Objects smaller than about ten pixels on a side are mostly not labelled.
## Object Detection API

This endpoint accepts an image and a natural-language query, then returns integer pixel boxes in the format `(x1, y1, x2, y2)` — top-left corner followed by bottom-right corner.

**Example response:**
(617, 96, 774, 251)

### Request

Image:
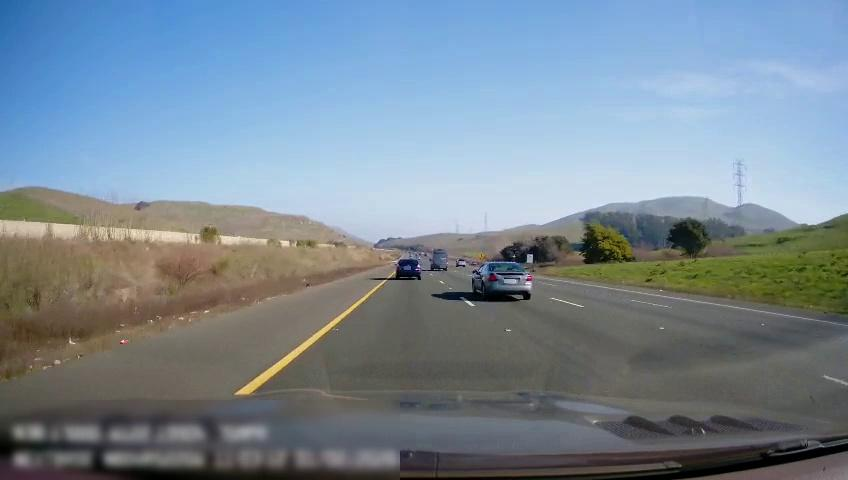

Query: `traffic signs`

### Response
(526, 253, 534, 264)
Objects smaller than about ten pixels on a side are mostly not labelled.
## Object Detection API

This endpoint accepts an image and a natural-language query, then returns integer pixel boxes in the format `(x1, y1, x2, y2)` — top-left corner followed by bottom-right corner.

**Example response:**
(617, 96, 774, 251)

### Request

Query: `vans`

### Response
(428, 249, 449, 272)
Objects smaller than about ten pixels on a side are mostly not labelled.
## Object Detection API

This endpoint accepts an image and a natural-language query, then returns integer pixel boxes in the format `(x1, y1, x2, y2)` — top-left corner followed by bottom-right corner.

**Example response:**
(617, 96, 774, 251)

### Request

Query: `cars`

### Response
(470, 261, 532, 300)
(393, 258, 422, 281)
(456, 257, 467, 267)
